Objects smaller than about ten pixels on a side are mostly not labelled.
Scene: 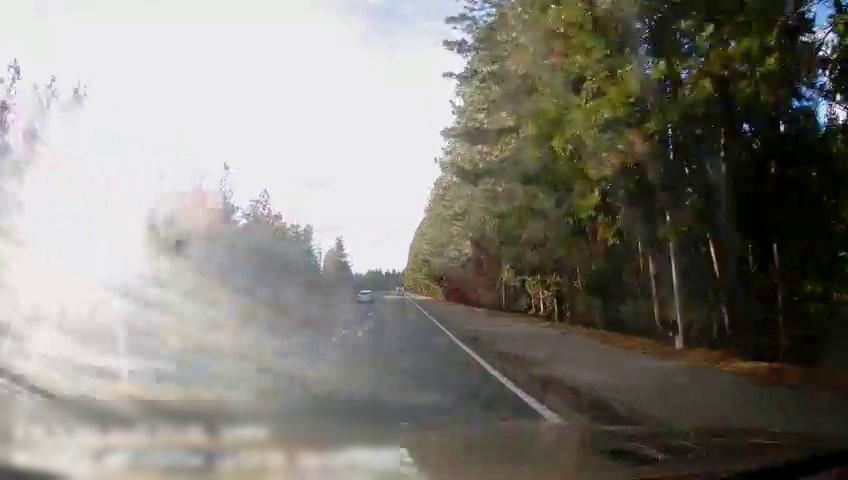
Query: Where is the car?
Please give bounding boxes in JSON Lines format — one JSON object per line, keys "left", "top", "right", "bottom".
{"left": 356, "top": 289, "right": 374, "bottom": 304}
